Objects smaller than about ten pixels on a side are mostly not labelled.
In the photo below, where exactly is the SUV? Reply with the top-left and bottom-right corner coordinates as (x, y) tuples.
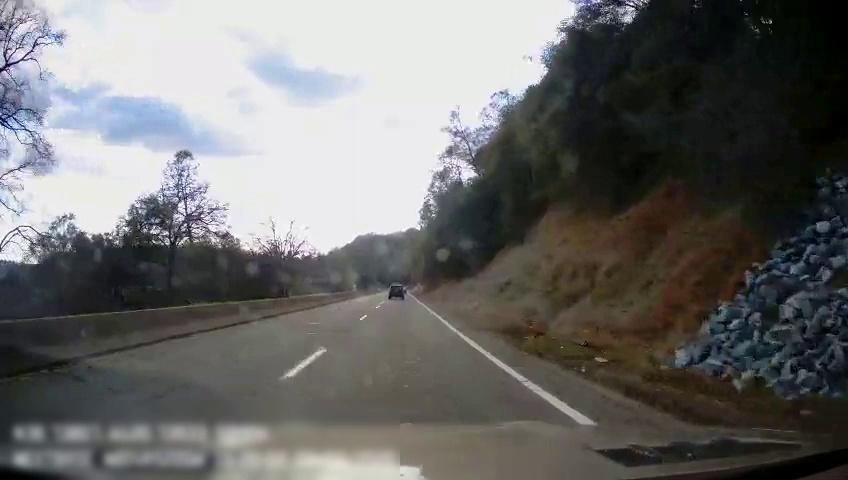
(388, 281), (405, 301)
